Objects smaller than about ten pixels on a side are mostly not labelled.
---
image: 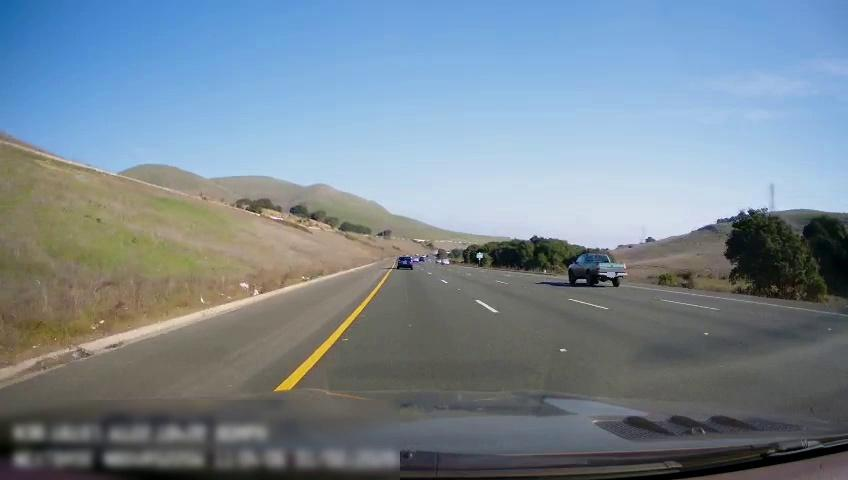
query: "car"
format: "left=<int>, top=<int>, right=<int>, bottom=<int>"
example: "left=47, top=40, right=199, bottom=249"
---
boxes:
left=396, top=255, right=413, bottom=270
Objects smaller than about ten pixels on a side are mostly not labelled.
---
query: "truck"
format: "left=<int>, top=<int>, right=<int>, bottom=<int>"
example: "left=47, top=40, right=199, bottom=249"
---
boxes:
left=567, top=252, right=628, bottom=287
